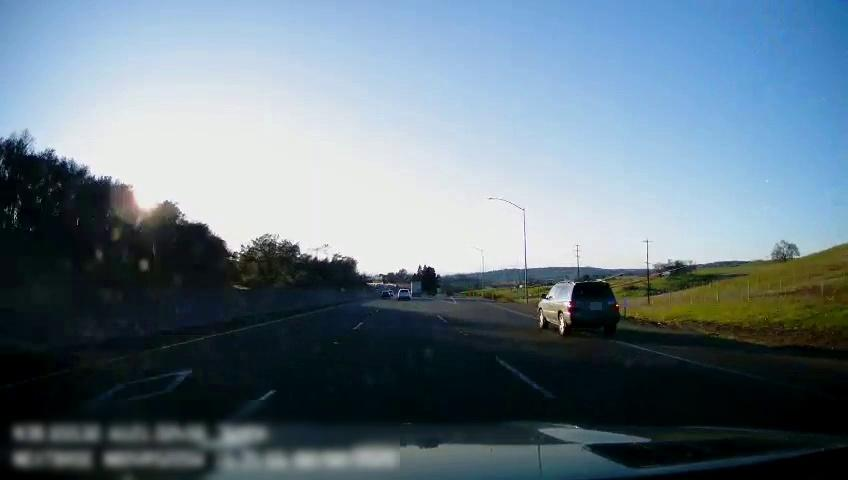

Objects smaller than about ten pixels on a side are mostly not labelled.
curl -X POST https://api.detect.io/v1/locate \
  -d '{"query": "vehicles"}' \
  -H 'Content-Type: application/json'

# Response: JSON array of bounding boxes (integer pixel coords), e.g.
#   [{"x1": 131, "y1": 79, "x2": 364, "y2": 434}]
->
[
  {"x1": 397, "y1": 288, "x2": 411, "y2": 300},
  {"x1": 537, "y1": 281, "x2": 619, "y2": 337},
  {"x1": 410, "y1": 281, "x2": 422, "y2": 297}
]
